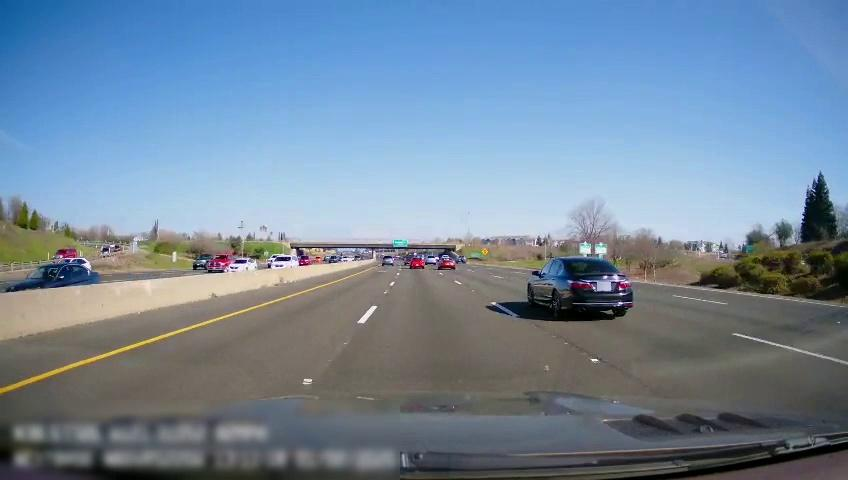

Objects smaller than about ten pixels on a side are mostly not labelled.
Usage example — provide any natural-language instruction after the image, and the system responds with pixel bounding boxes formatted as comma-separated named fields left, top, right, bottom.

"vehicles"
left=402, top=254, right=413, bottom=267
left=313, top=256, right=323, bottom=262
left=381, top=254, right=395, bottom=266
left=424, top=255, right=437, bottom=265
left=1, top=263, right=102, bottom=294
left=437, top=257, right=457, bottom=272
left=57, top=257, right=92, bottom=271
left=298, top=255, right=314, bottom=265
left=224, top=257, right=259, bottom=274
left=526, top=256, right=634, bottom=318
left=192, top=253, right=214, bottom=271
left=99, top=248, right=113, bottom=258
left=327, top=256, right=339, bottom=264
left=206, top=253, right=238, bottom=274
left=266, top=253, right=284, bottom=269
left=49, top=248, right=77, bottom=263
left=324, top=255, right=331, bottom=263
left=408, top=257, right=425, bottom=270
left=454, top=256, right=466, bottom=265
left=270, top=255, right=300, bottom=270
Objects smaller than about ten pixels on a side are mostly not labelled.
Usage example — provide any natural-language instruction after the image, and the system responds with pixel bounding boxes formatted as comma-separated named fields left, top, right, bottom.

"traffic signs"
left=393, top=239, right=408, bottom=248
